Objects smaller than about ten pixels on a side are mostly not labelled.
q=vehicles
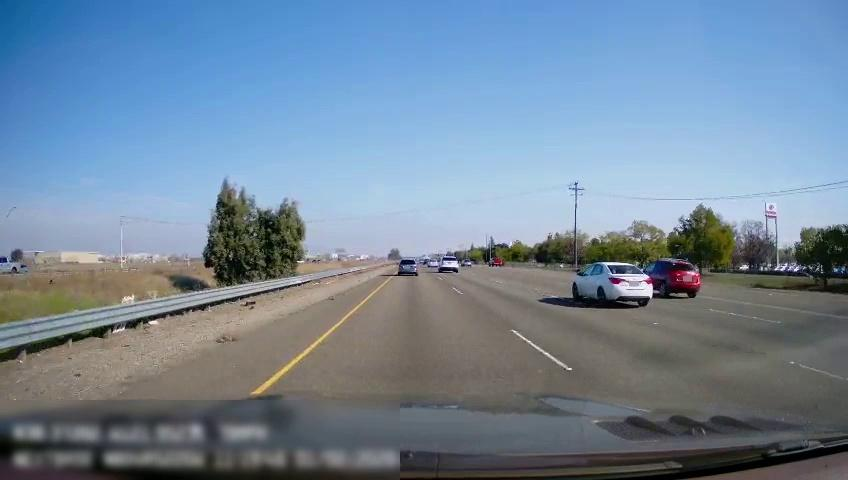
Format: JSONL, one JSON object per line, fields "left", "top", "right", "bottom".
{"left": 437, "top": 255, "right": 459, "bottom": 273}
{"left": 0, "top": 255, "right": 21, "bottom": 275}
{"left": 571, "top": 262, "right": 653, "bottom": 309}
{"left": 639, "top": 258, "right": 703, "bottom": 299}
{"left": 488, "top": 256, "right": 505, "bottom": 268}
{"left": 426, "top": 258, "right": 438, "bottom": 268}
{"left": 397, "top": 259, "right": 420, "bottom": 277}
{"left": 460, "top": 258, "right": 472, "bottom": 267}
